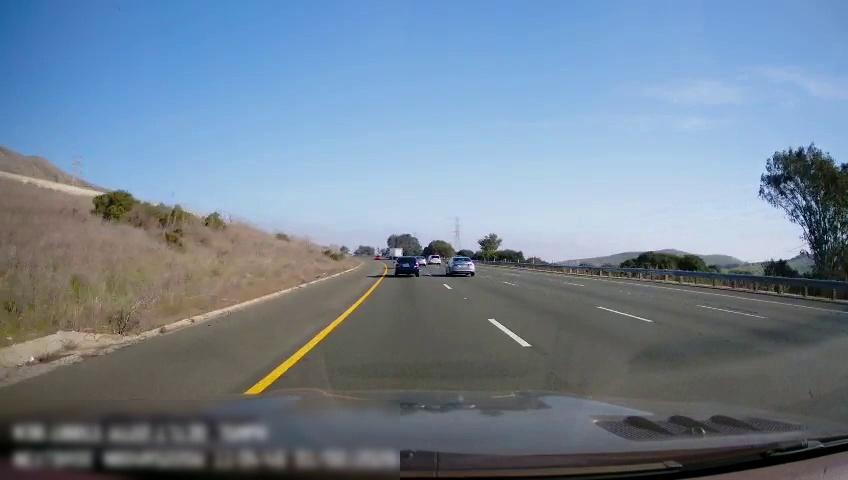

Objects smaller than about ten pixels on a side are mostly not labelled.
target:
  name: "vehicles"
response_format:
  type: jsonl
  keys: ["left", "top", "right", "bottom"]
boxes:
{"left": 414, "top": 258, "right": 427, "bottom": 267}
{"left": 444, "top": 256, "right": 475, "bottom": 276}
{"left": 385, "top": 248, "right": 403, "bottom": 260}
{"left": 427, "top": 255, "right": 441, "bottom": 265}
{"left": 394, "top": 257, "right": 419, "bottom": 277}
